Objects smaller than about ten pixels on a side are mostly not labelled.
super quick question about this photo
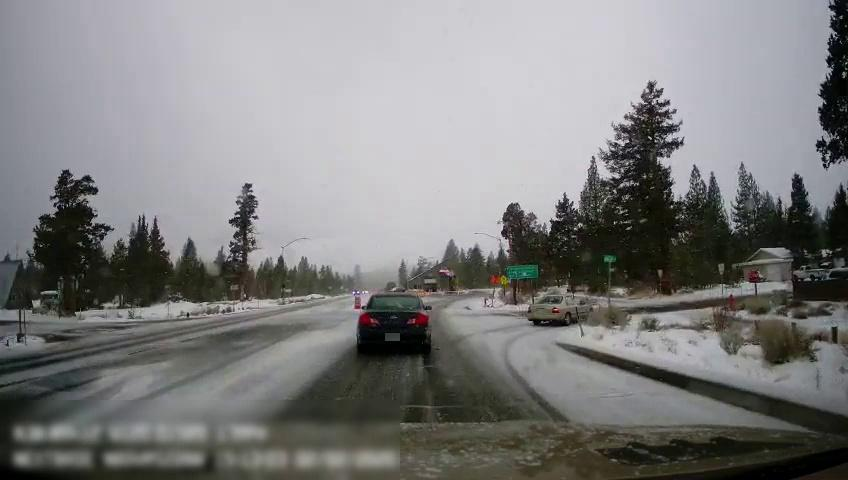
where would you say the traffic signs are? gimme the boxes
[604,256,616,263]
[508,265,538,279]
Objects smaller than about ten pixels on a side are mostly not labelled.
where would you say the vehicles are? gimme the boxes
[389,287,406,294]
[357,293,433,356]
[791,265,825,282]
[527,295,593,326]
[826,268,848,280]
